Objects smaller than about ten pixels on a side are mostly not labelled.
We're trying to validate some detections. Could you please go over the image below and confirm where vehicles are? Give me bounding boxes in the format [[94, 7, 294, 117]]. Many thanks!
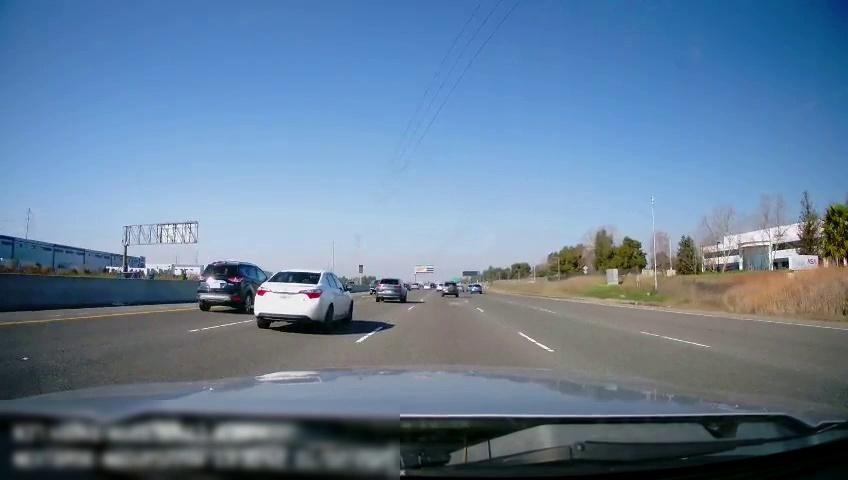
[[375, 277, 408, 303], [115, 271, 146, 280], [253, 269, 354, 330], [441, 281, 460, 298], [470, 284, 483, 294], [196, 261, 271, 314], [369, 279, 384, 296], [436, 282, 445, 293]]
